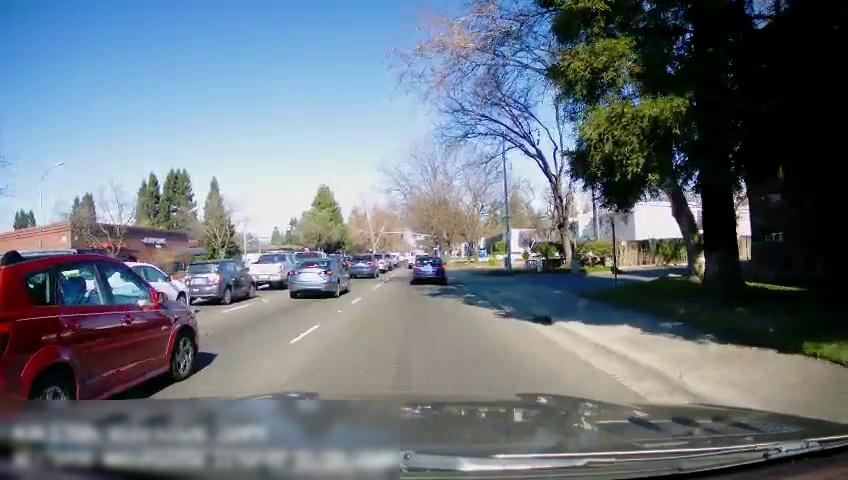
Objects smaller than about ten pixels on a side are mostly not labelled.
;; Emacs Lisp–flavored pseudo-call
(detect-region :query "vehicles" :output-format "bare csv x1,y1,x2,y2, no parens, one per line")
413,255,448,284
122,261,191,307
348,254,380,279
293,250,327,259
385,253,394,271
0,254,200,423
407,250,428,270
370,253,389,274
288,257,351,299
183,258,255,306
244,250,298,290
388,253,399,267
